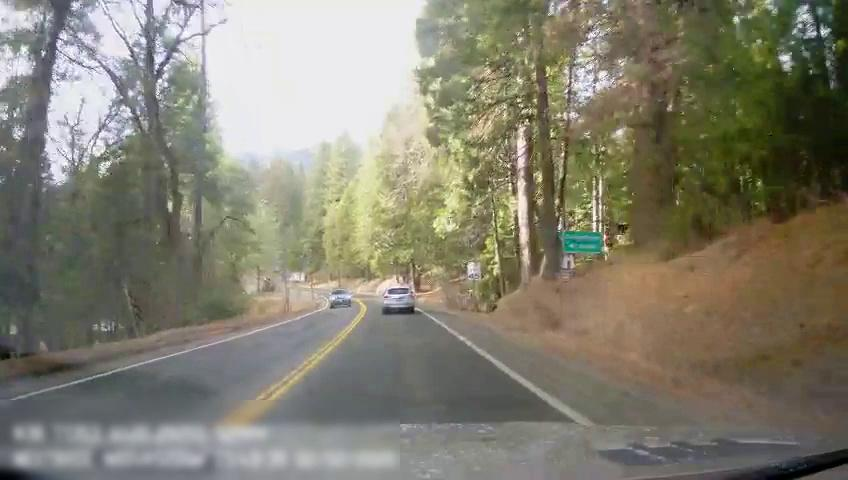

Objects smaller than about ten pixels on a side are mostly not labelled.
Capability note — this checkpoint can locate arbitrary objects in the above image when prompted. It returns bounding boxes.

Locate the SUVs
[382,285,415,315]
[329,288,352,309]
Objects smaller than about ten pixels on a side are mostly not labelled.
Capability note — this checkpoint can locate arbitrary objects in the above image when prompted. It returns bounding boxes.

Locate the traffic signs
[561,229,603,254]
[467,261,482,280]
